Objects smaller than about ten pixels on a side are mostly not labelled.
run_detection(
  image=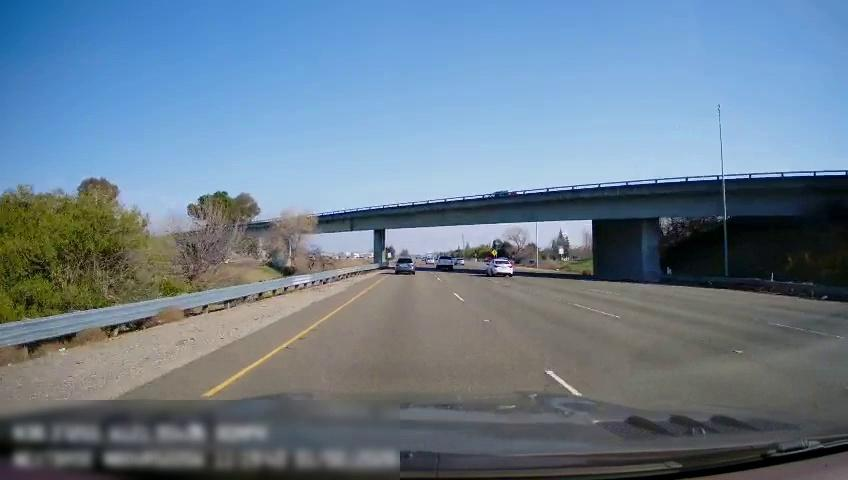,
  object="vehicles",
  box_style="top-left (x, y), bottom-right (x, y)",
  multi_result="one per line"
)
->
top-left (394, 257), bottom-right (417, 275)
top-left (435, 255), bottom-right (454, 271)
top-left (490, 189), bottom-right (518, 198)
top-left (454, 257), bottom-right (465, 266)
top-left (486, 258), bottom-right (513, 278)
top-left (483, 256), bottom-right (493, 263)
